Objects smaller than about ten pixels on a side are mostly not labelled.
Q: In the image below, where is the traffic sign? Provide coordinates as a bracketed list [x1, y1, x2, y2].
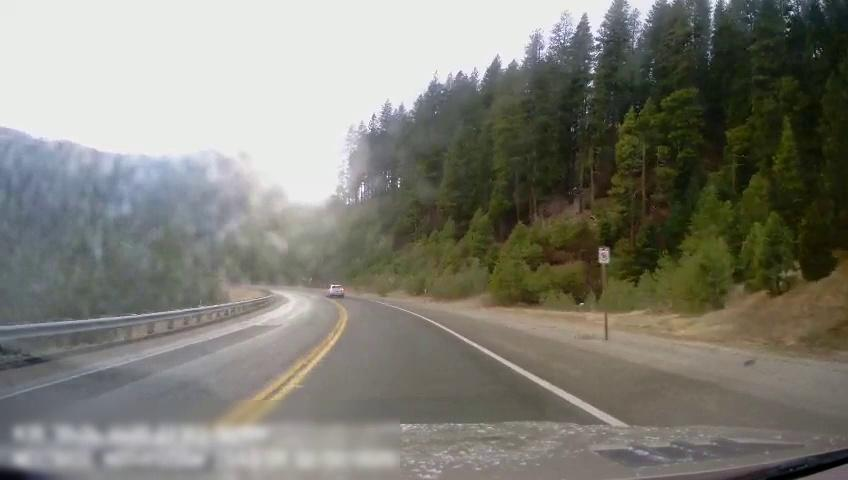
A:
[597, 246, 611, 265]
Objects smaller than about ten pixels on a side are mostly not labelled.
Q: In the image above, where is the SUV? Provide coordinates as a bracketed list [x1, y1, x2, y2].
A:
[326, 284, 346, 298]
